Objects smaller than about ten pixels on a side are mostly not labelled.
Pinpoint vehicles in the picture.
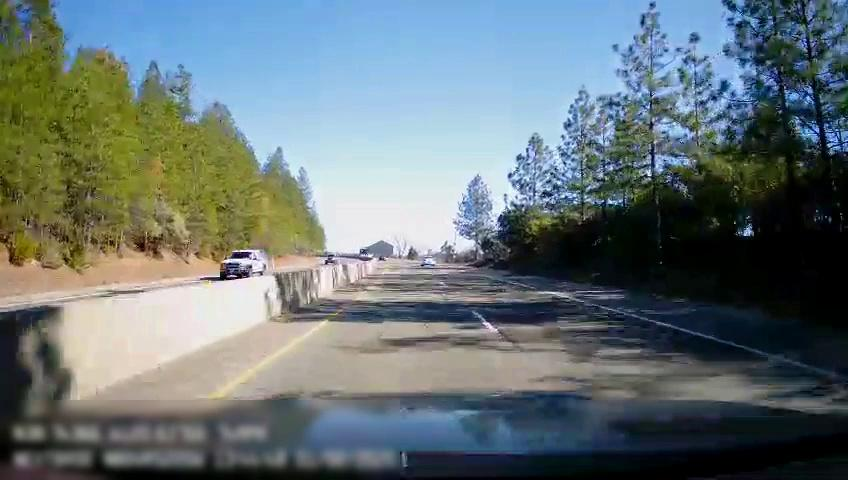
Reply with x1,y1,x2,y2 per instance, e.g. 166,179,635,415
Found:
420,255,435,267
219,249,267,281
324,253,339,265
